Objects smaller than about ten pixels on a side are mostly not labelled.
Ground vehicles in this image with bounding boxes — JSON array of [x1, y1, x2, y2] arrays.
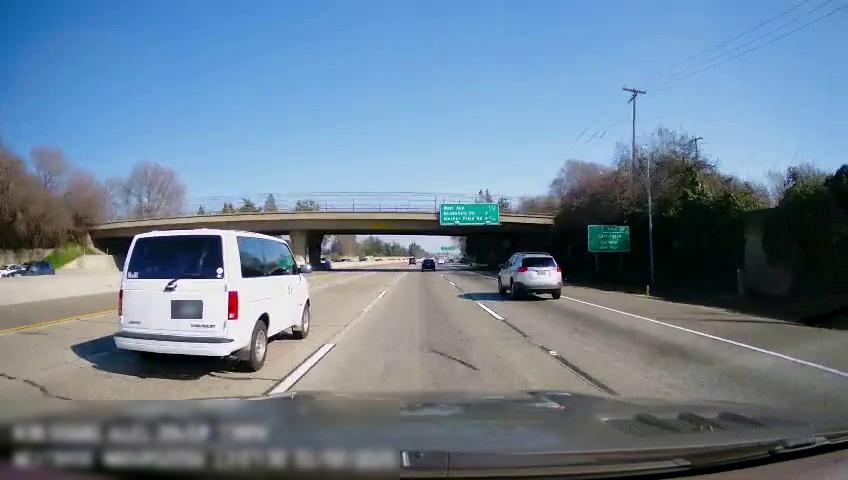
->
[[421, 259, 436, 271], [111, 228, 313, 374], [498, 254, 562, 301], [0, 264, 20, 275], [2, 261, 56, 277]]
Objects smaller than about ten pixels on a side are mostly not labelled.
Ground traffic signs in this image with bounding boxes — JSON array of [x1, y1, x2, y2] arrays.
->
[[587, 224, 631, 253], [439, 202, 501, 226]]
